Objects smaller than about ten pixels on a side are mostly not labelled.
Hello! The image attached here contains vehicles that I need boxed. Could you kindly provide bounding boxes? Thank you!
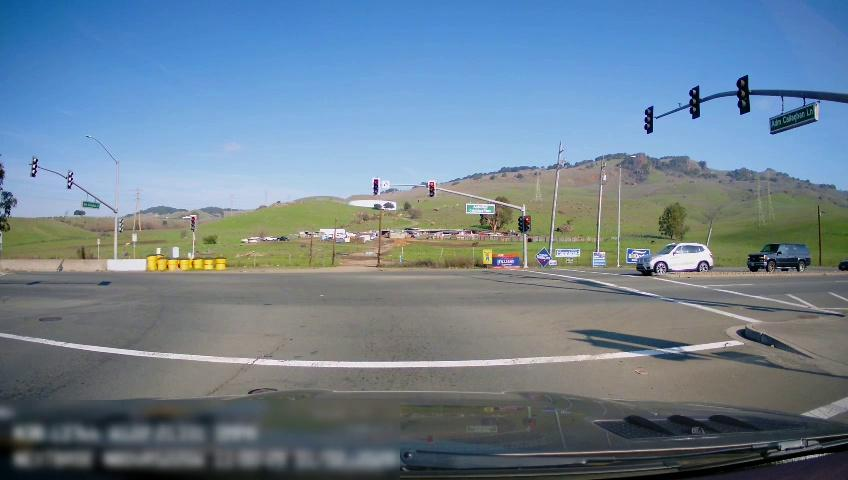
[746,243,812,273]
[838,261,848,272]
[636,242,714,276]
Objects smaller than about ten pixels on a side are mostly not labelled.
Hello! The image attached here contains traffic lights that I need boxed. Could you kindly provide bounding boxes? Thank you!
[735,74,751,115]
[523,214,533,232]
[30,156,40,178]
[371,176,382,196]
[687,84,702,120]
[66,168,75,190]
[643,104,655,135]
[426,178,437,197]
[517,215,525,232]
[189,214,198,232]
[117,215,125,233]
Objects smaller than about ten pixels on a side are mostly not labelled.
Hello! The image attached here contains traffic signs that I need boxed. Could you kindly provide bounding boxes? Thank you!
[768,100,821,135]
[81,199,101,209]
[464,201,497,216]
